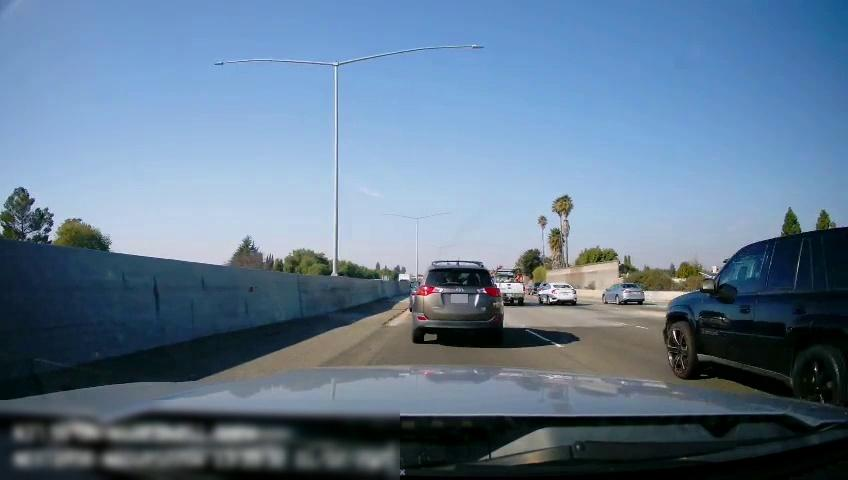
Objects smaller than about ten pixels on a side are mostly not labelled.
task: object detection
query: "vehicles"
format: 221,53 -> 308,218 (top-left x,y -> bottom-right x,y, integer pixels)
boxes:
409,260 -> 505,345
483,263 -> 526,307
398,273 -> 411,283
661,225 -> 848,410
537,281 -> 578,306
409,285 -> 427,314
535,282 -> 550,298
527,282 -> 543,296
601,281 -> 646,306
